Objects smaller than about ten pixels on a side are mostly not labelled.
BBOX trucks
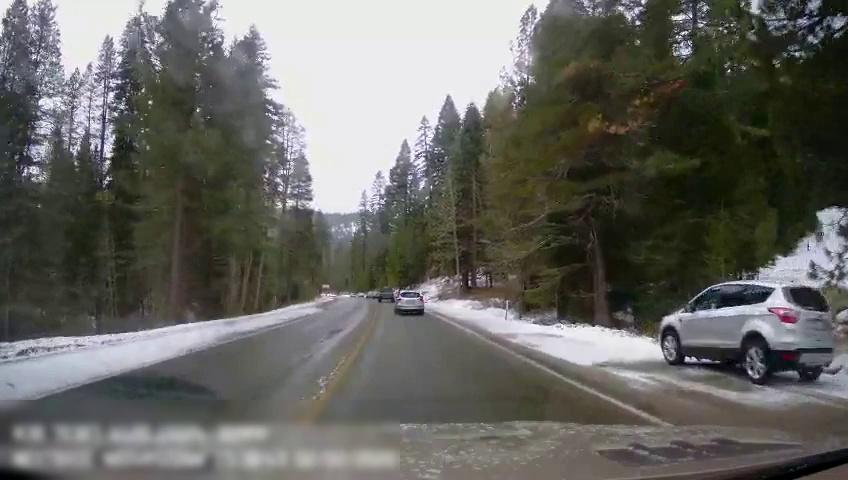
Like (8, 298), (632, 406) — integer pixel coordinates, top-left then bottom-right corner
(378, 287), (395, 303)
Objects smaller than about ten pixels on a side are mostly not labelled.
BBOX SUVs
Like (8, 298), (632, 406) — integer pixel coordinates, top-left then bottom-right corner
(659, 281), (834, 385)
(395, 290), (424, 315)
